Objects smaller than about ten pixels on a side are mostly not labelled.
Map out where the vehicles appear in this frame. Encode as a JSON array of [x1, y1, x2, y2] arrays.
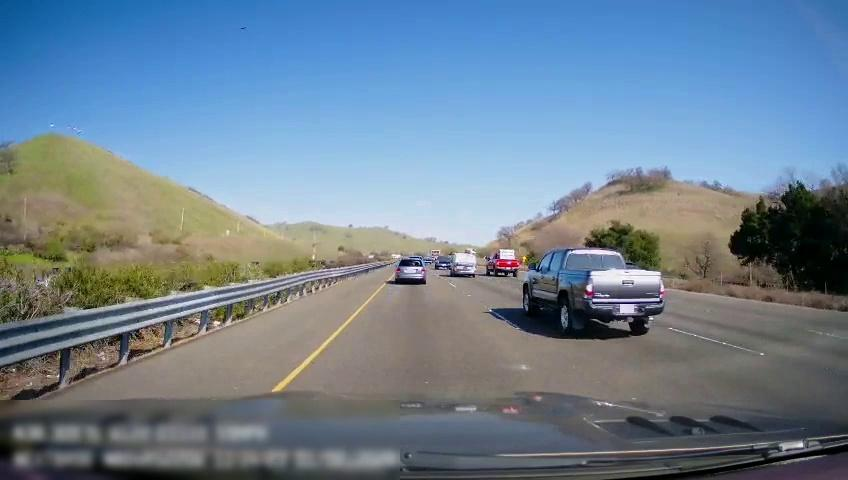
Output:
[[449, 248, 477, 278], [408, 255, 423, 260], [394, 257, 426, 284], [485, 249, 521, 278], [434, 256, 452, 271], [521, 245, 666, 338], [424, 258, 432, 265], [391, 253, 401, 259]]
